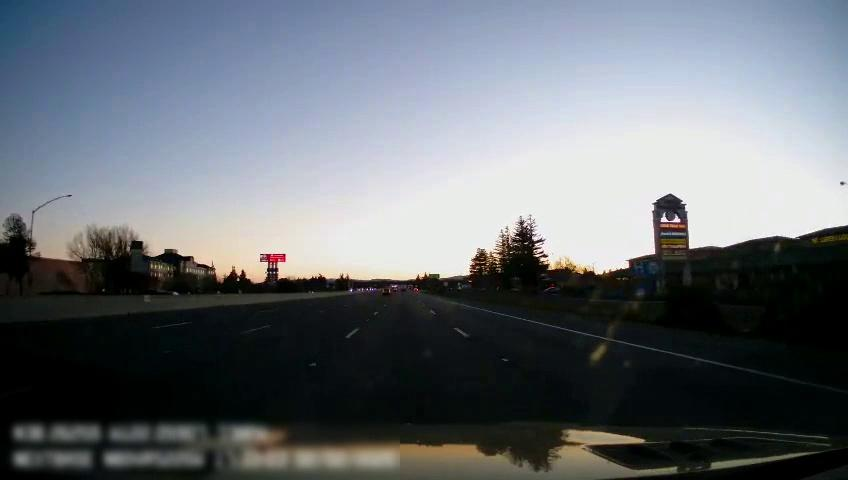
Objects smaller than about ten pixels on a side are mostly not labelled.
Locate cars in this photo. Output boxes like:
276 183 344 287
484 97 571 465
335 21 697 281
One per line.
543 287 559 294
164 291 179 296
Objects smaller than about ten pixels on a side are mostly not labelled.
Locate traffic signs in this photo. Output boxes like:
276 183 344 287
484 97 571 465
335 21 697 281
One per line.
429 274 440 280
